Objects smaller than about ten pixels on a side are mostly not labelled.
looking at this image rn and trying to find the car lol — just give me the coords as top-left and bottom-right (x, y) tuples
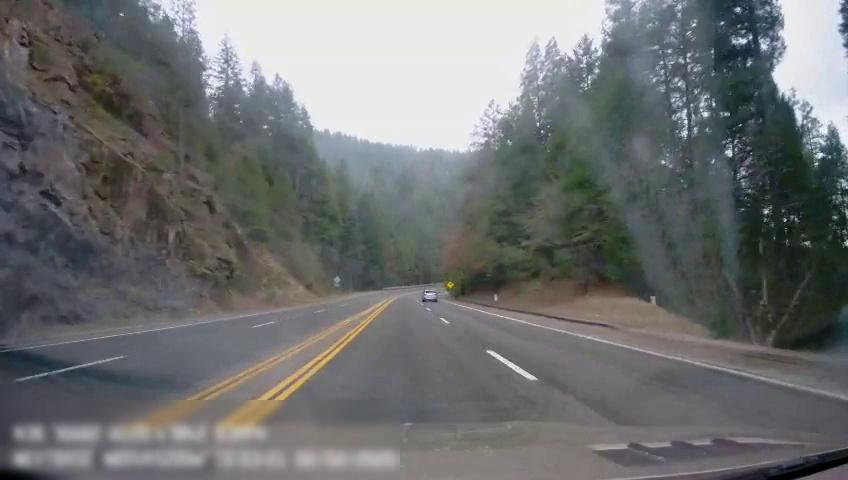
(422, 289), (438, 303)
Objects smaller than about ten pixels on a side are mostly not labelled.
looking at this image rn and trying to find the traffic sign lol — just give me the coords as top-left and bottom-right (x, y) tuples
(446, 280), (455, 291)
